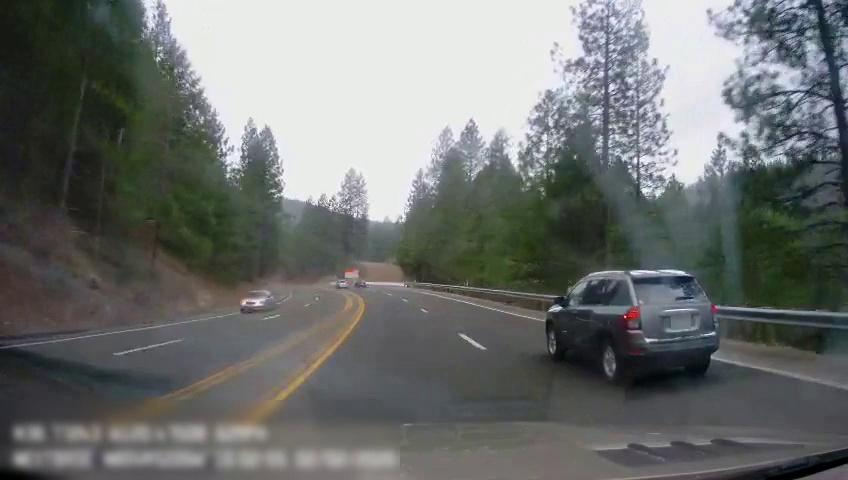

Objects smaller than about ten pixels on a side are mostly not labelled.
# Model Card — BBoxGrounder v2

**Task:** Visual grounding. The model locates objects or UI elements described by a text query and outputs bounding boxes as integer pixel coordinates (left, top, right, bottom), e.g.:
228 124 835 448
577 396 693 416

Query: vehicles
239 291 275 314
545 270 720 388
335 279 348 289
355 280 368 288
